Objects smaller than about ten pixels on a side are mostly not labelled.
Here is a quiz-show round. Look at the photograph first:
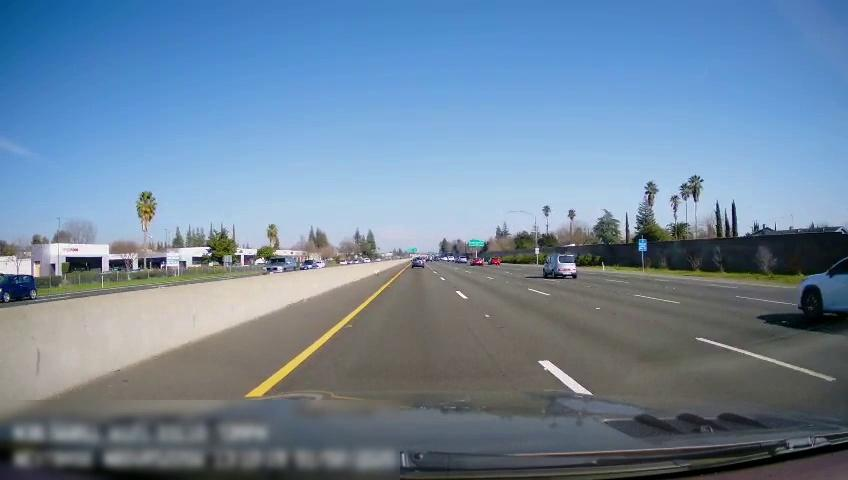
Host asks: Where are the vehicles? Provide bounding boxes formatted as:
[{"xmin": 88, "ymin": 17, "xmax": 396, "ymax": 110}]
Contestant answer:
[
  {"xmin": 299, "ymin": 259, "xmax": 318, "ymax": 271},
  {"xmin": 542, "ymin": 253, "xmax": 579, "ymax": 277},
  {"xmin": 316, "ymin": 260, "xmax": 327, "ymax": 269},
  {"xmin": 0, "ymin": 273, "xmax": 38, "ymax": 304},
  {"xmin": 263, "ymin": 256, "xmax": 297, "ymax": 274},
  {"xmin": 469, "ymin": 257, "xmax": 484, "ymax": 267},
  {"xmin": 411, "ymin": 256, "xmax": 426, "ymax": 269},
  {"xmin": 488, "ymin": 257, "xmax": 500, "ymax": 266},
  {"xmin": 457, "ymin": 255, "xmax": 468, "ymax": 264},
  {"xmin": 799, "ymin": 256, "xmax": 848, "ymax": 321}
]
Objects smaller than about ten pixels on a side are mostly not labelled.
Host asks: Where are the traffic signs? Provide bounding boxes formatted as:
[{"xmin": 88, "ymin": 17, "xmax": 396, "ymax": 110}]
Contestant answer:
[
  {"xmin": 468, "ymin": 239, "xmax": 485, "ymax": 248},
  {"xmin": 404, "ymin": 247, "xmax": 417, "ymax": 253}
]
